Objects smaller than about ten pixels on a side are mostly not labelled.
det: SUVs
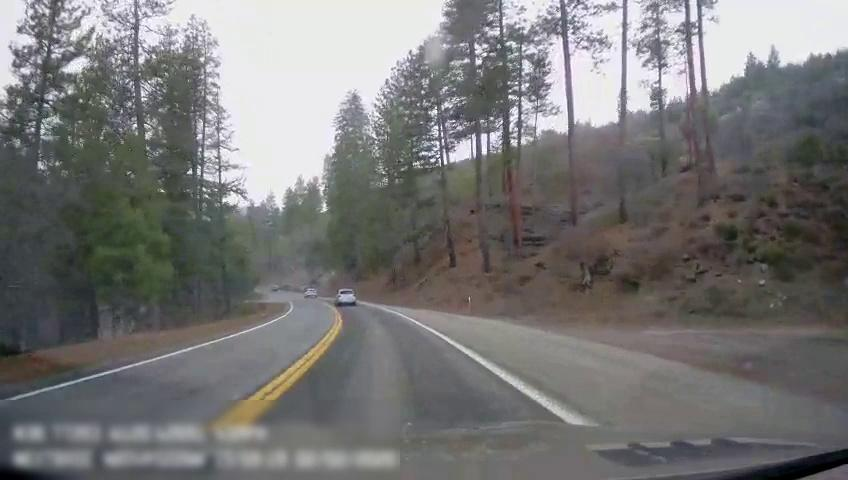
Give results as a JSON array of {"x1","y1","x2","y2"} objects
[
  {"x1": 304, "y1": 288, "x2": 317, "y2": 298},
  {"x1": 335, "y1": 289, "x2": 356, "y2": 306}
]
